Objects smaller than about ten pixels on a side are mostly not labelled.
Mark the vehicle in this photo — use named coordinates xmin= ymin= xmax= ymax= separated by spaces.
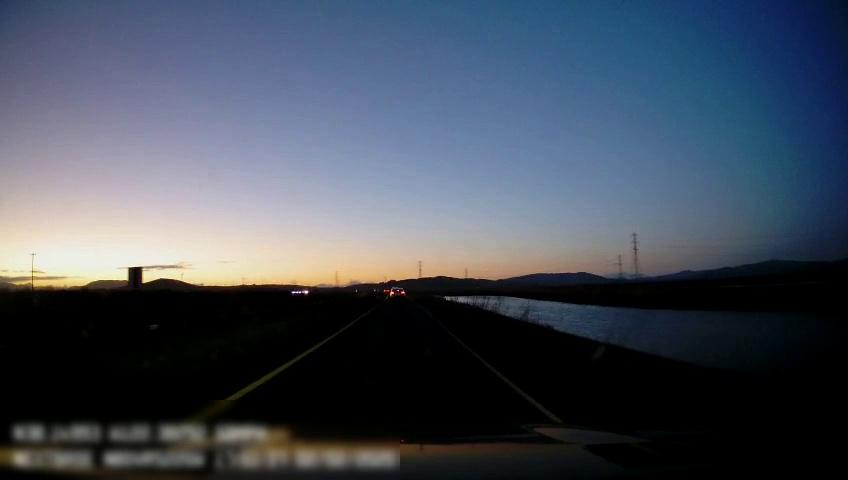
xmin=389 ymin=288 xmax=405 ymax=300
